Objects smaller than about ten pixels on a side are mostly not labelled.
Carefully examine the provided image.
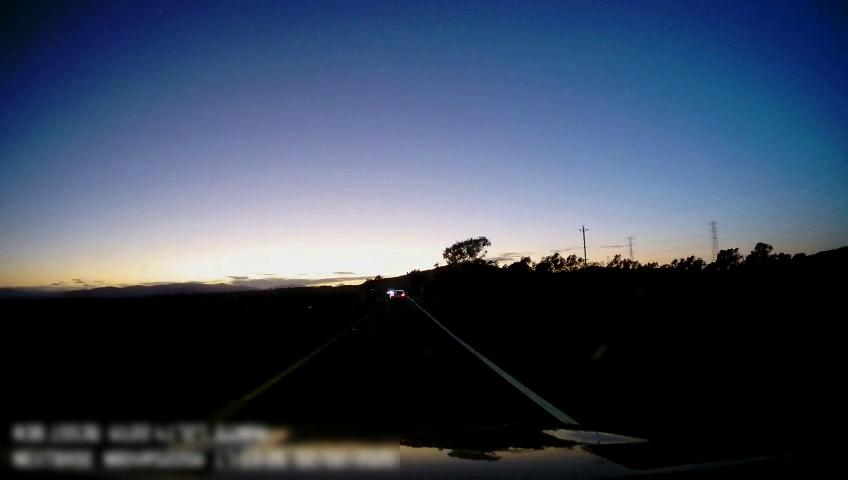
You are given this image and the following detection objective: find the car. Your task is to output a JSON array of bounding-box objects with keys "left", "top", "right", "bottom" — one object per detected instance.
[{"left": 390, "top": 290, "right": 407, "bottom": 304}]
